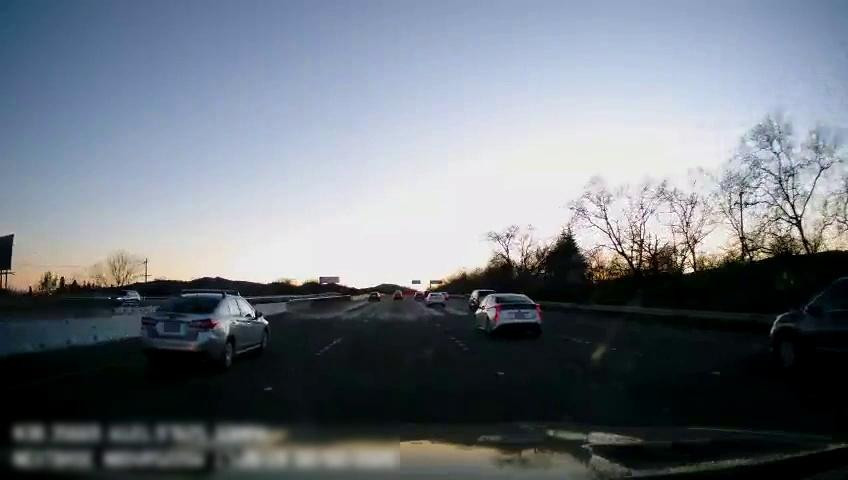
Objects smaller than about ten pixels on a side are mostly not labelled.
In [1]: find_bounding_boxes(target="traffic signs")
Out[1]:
[429,279,443,285]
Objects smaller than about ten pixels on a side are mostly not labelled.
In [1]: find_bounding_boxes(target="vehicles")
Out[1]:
[769,275,848,382]
[108,290,141,302]
[425,293,446,308]
[393,292,403,300]
[468,290,496,310]
[140,293,271,374]
[414,293,424,300]
[368,291,381,302]
[472,293,543,340]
